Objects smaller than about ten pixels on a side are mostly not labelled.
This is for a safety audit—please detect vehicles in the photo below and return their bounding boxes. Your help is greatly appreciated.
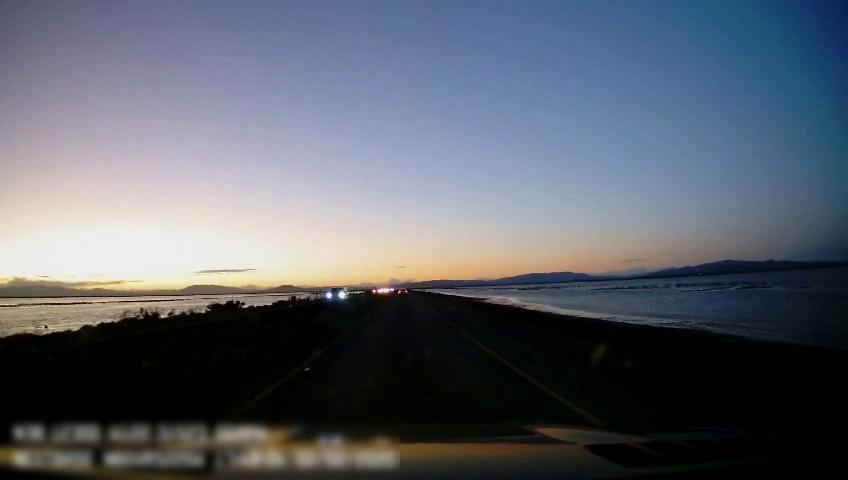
[397,288,408,296]
[323,287,350,303]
